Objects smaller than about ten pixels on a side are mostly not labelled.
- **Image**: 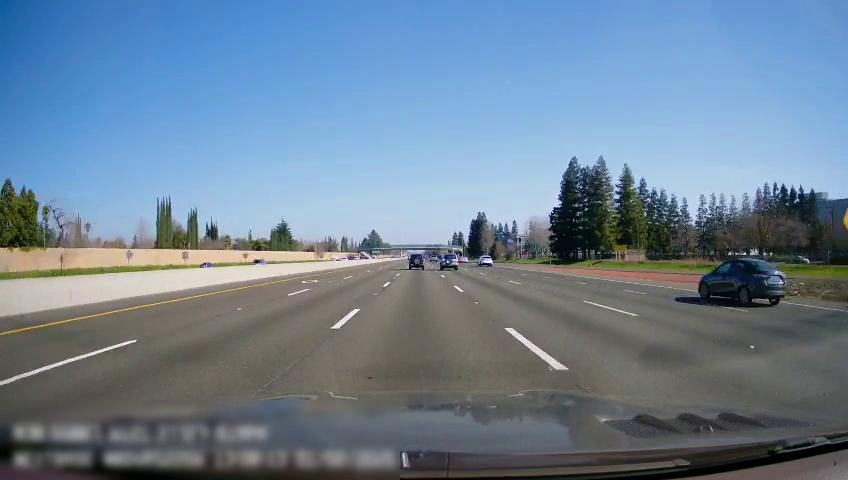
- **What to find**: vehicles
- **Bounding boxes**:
[439,253,459,271]
[251,259,267,265]
[478,255,493,267]
[697,258,787,306]
[409,253,425,270]
[199,262,211,268]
